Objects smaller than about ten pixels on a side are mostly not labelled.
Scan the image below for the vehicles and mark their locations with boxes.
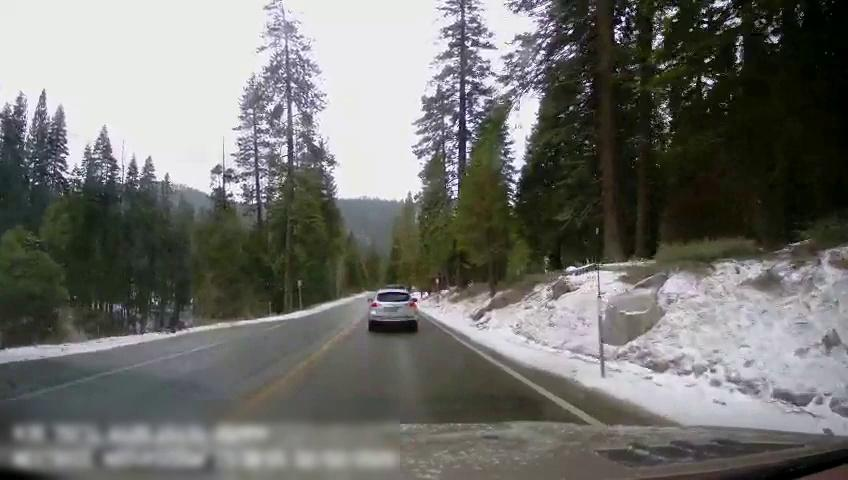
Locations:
[382,285,405,290]
[367,289,418,331]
